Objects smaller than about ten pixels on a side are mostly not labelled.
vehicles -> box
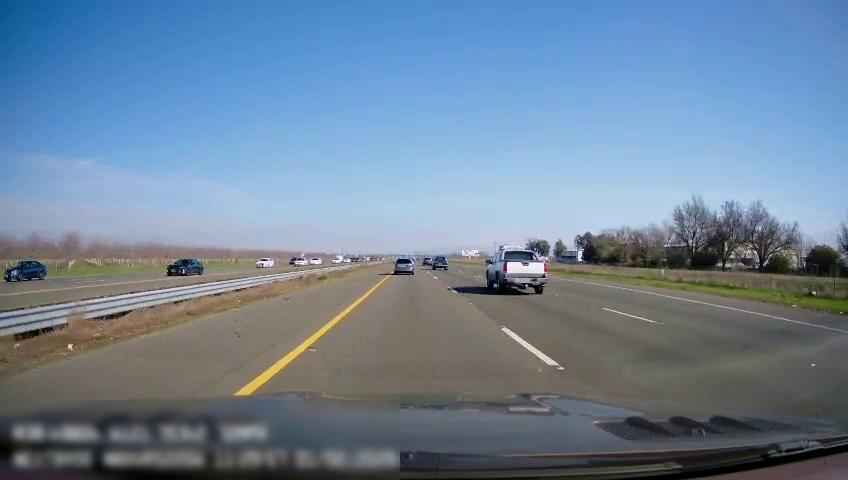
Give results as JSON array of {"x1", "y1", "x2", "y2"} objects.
[
  {"x1": 484, "y1": 246, "x2": 549, "y2": 294},
  {"x1": 432, "y1": 257, "x2": 448, "y2": 271},
  {"x1": 3, "y1": 261, "x2": 48, "y2": 283},
  {"x1": 394, "y1": 257, "x2": 415, "y2": 275},
  {"x1": 167, "y1": 259, "x2": 204, "y2": 276},
  {"x1": 290, "y1": 257, "x2": 297, "y2": 266},
  {"x1": 256, "y1": 258, "x2": 274, "y2": 269},
  {"x1": 310, "y1": 256, "x2": 323, "y2": 265},
  {"x1": 293, "y1": 256, "x2": 309, "y2": 267}
]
